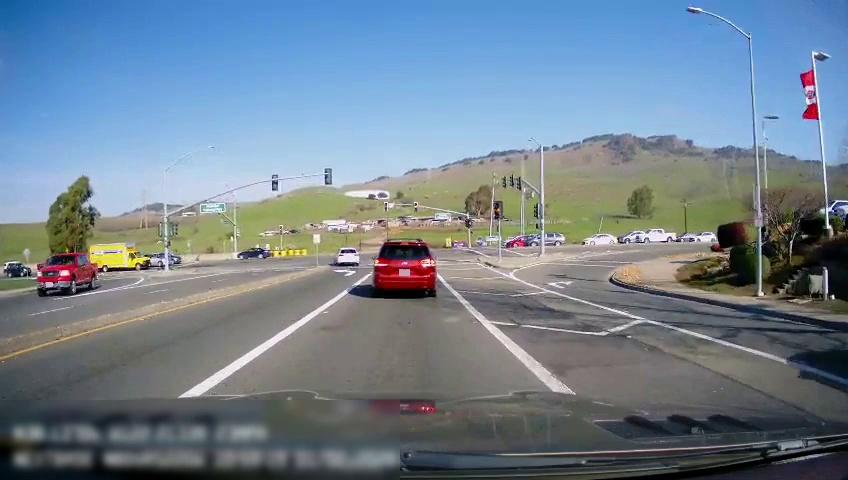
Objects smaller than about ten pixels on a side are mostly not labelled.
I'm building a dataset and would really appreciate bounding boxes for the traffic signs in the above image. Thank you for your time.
[311,233,322,245]
[434,212,453,221]
[198,201,226,215]
[524,190,536,199]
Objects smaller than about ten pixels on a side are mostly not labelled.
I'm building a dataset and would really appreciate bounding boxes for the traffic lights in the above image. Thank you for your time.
[168,222,179,241]
[515,175,523,192]
[533,201,541,220]
[158,221,165,237]
[501,175,508,190]
[323,167,334,185]
[383,201,390,214]
[270,173,280,192]
[412,201,420,212]
[493,199,505,221]
[509,173,515,188]
[279,224,285,236]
